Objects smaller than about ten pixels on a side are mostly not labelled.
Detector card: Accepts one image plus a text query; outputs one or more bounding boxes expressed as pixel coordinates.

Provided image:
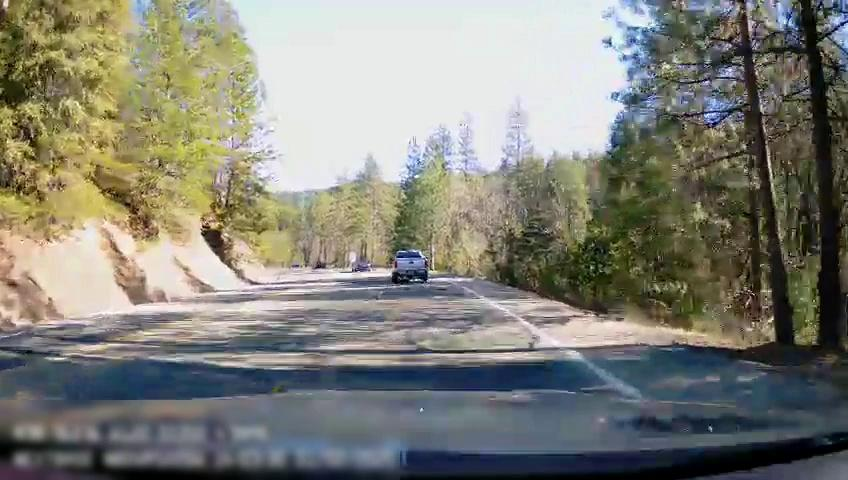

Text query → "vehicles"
[350,260,371,274]
[391,249,429,284]
[314,260,326,269]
